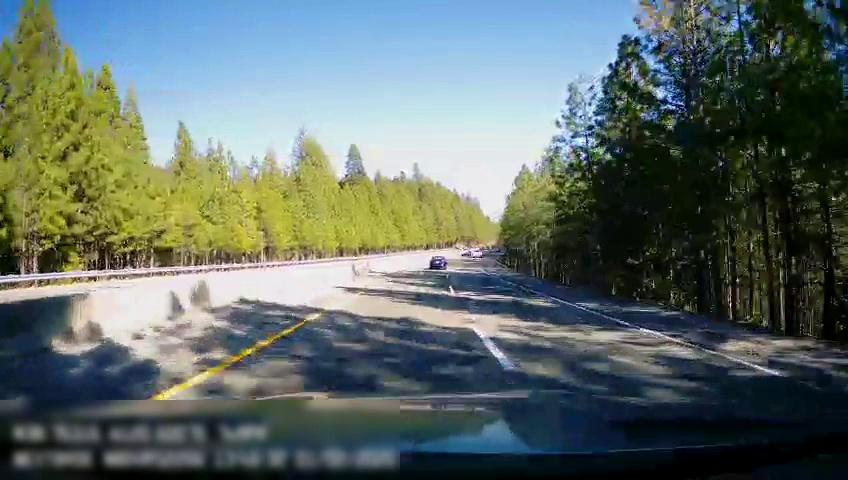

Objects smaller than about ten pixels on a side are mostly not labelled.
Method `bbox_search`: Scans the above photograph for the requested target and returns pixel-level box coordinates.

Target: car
[428,256,448,271]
